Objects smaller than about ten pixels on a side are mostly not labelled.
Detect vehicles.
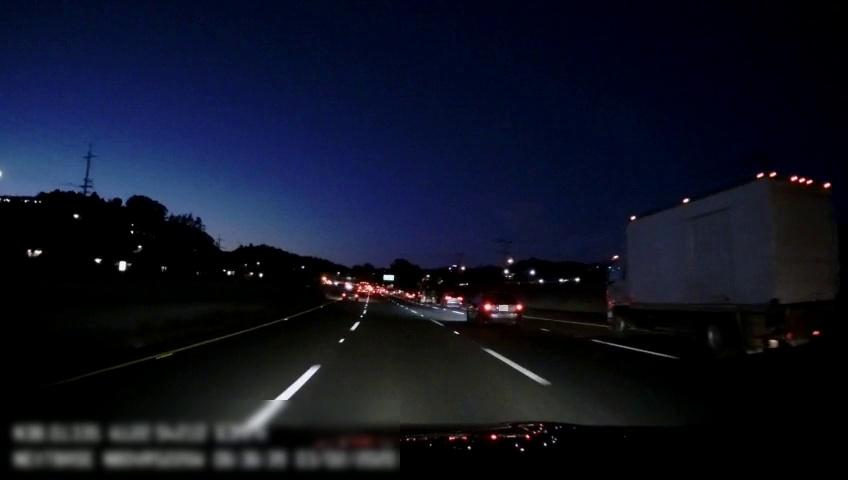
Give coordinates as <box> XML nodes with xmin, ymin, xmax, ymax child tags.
<box><xmin>342</xmin><ymin>288</ymin><xmax>358</xmax><ymax>302</ymax></box>
<box><xmin>420</xmin><ymin>291</ymin><xmax>437</xmax><ymax>304</ymax></box>
<box><xmin>442</xmin><ymin>291</ymin><xmax>463</xmax><ymax>307</ymax></box>
<box><xmin>606</xmin><ymin>168</ymin><xmax>839</xmax><ymax>361</ymax></box>
<box><xmin>467</xmin><ymin>291</ymin><xmax>524</xmax><ymax>327</ymax></box>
